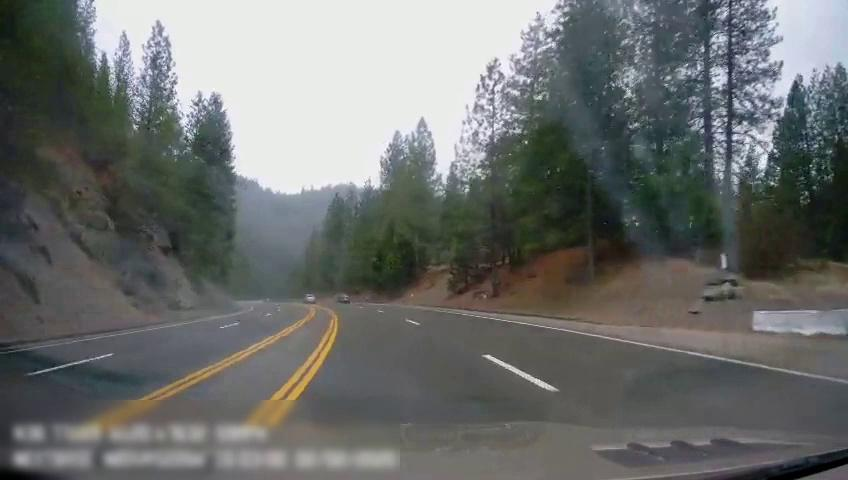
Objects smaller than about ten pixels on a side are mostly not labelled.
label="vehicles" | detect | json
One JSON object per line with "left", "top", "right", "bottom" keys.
{"left": 303, "top": 293, "right": 316, "bottom": 303}
{"left": 338, "top": 295, "right": 351, "bottom": 303}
